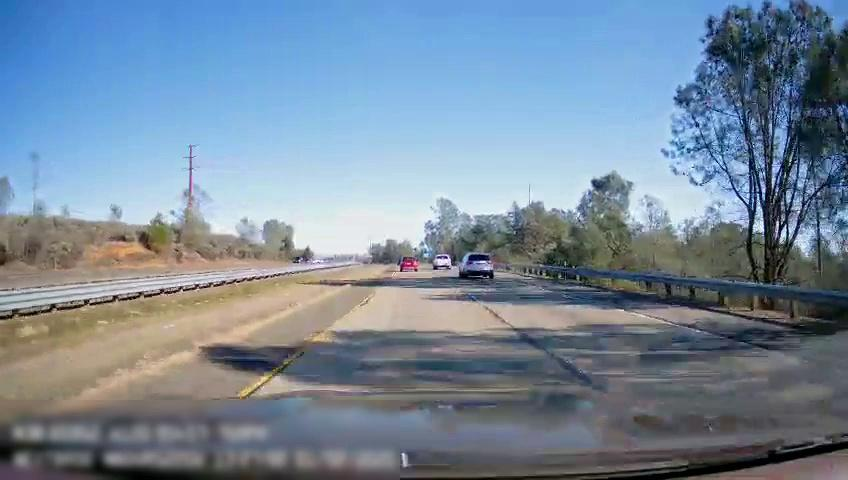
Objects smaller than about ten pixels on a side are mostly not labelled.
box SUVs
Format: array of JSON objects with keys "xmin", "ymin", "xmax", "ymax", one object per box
[
  {"xmin": 400, "ymin": 255, "xmax": 419, "ymax": 272},
  {"xmin": 457, "ymin": 252, "xmax": 495, "ymax": 280}
]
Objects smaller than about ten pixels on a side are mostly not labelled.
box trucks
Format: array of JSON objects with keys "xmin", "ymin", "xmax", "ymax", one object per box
[{"xmin": 432, "ymin": 253, "xmax": 452, "ymax": 270}]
